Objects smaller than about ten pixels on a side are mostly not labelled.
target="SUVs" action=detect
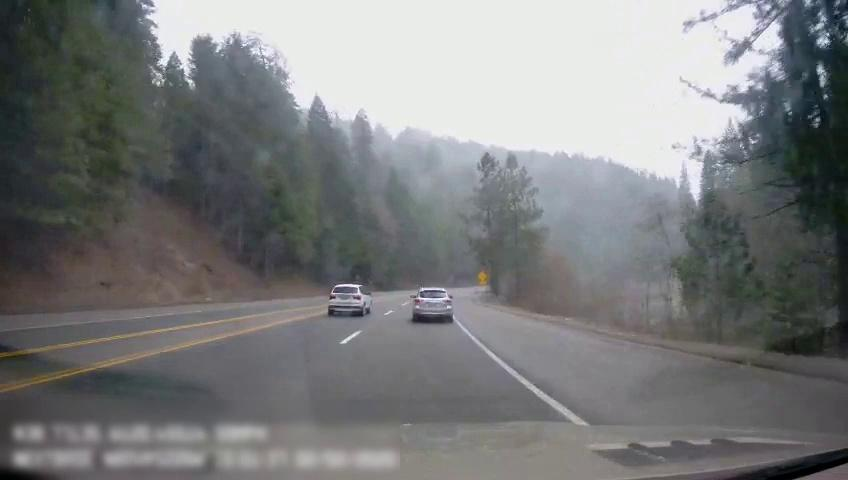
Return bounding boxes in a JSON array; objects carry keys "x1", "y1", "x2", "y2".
[
  {"x1": 328, "y1": 284, "x2": 372, "y2": 316},
  {"x1": 411, "y1": 288, "x2": 454, "y2": 322}
]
